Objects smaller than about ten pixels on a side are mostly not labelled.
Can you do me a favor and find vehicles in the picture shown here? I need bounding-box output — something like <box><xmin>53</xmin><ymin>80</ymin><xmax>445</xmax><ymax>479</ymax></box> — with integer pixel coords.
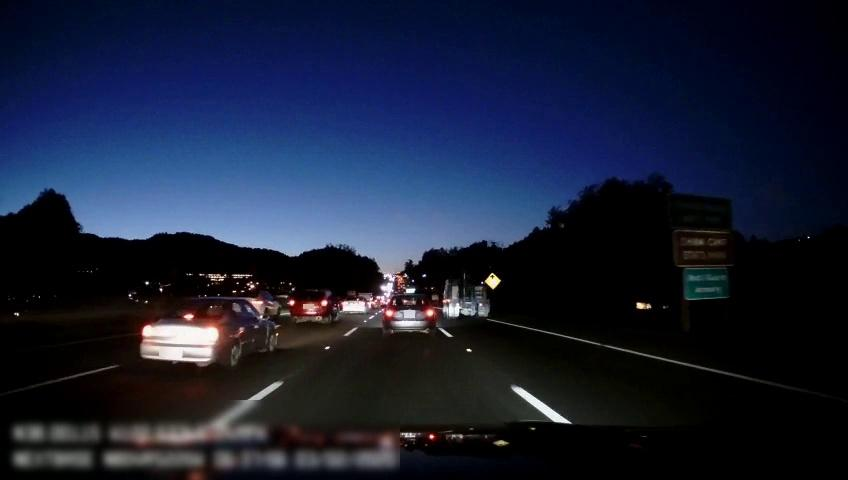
<box><xmin>342</xmin><ymin>294</ymin><xmax>366</xmax><ymax>314</ymax></box>
<box><xmin>138</xmin><ymin>297</ymin><xmax>279</xmax><ymax>372</ymax></box>
<box><xmin>225</xmin><ymin>288</ymin><xmax>281</xmax><ymax>320</ymax></box>
<box><xmin>441</xmin><ymin>278</ymin><xmax>490</xmax><ymax>320</ymax></box>
<box><xmin>288</xmin><ymin>286</ymin><xmax>342</xmax><ymax>327</ymax></box>
<box><xmin>380</xmin><ymin>293</ymin><xmax>439</xmax><ymax>343</ymax></box>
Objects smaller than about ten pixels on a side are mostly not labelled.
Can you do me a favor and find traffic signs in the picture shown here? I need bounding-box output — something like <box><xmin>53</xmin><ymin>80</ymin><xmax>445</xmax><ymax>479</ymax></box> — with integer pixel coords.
<box><xmin>673</xmin><ymin>228</ymin><xmax>735</xmax><ymax>267</ymax></box>
<box><xmin>484</xmin><ymin>273</ymin><xmax>502</xmax><ymax>290</ymax></box>
<box><xmin>668</xmin><ymin>192</ymin><xmax>732</xmax><ymax>229</ymax></box>
<box><xmin>683</xmin><ymin>268</ymin><xmax>730</xmax><ymax>300</ymax></box>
